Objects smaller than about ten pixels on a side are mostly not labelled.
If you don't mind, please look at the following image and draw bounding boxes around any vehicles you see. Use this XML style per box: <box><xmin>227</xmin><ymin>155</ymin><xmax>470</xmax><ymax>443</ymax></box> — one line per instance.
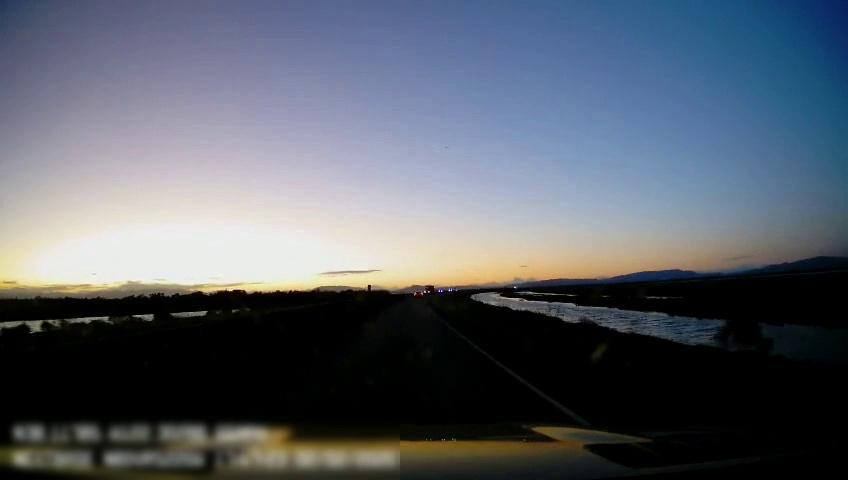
<box><xmin>423</xmin><ymin>285</ymin><xmax>435</xmax><ymax>294</ymax></box>
<box><xmin>414</xmin><ymin>291</ymin><xmax>425</xmax><ymax>299</ymax></box>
